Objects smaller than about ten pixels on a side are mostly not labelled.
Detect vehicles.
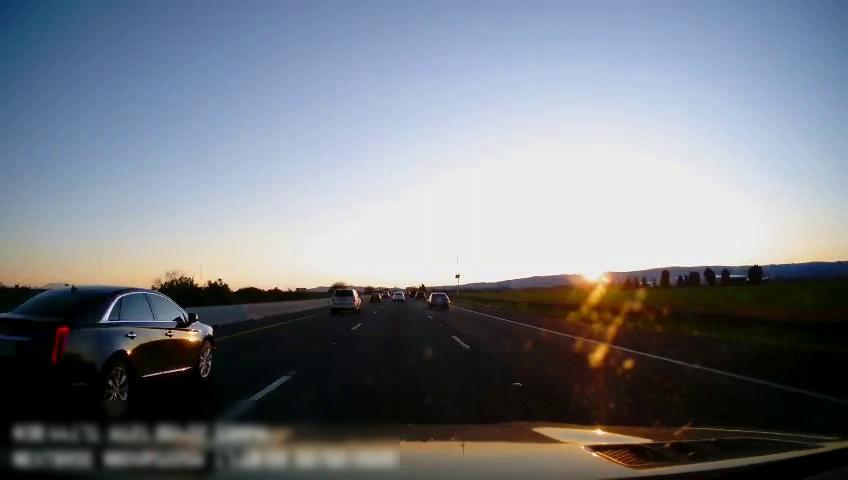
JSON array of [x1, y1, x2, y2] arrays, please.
[[0, 284, 217, 419], [369, 292, 383, 304], [415, 290, 426, 302], [392, 291, 405, 301], [426, 292, 451, 311], [328, 288, 362, 315]]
